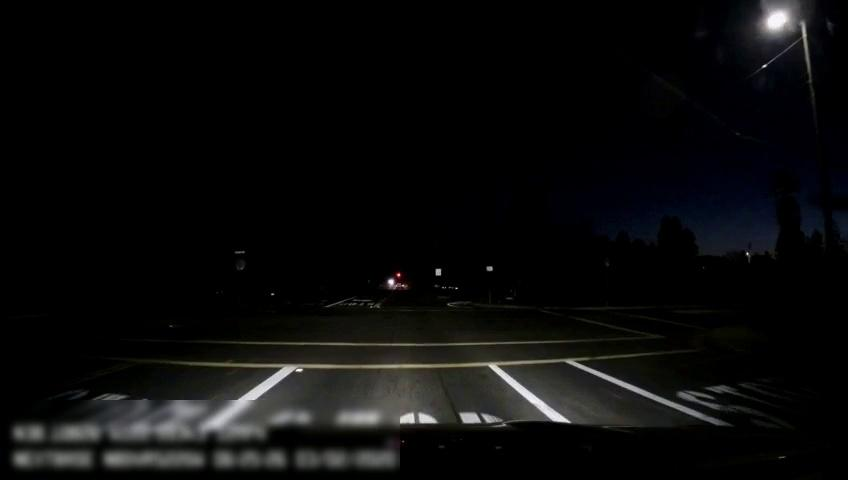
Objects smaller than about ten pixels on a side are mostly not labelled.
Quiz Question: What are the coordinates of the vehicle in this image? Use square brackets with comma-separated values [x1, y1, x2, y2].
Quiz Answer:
[394, 282, 407, 291]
